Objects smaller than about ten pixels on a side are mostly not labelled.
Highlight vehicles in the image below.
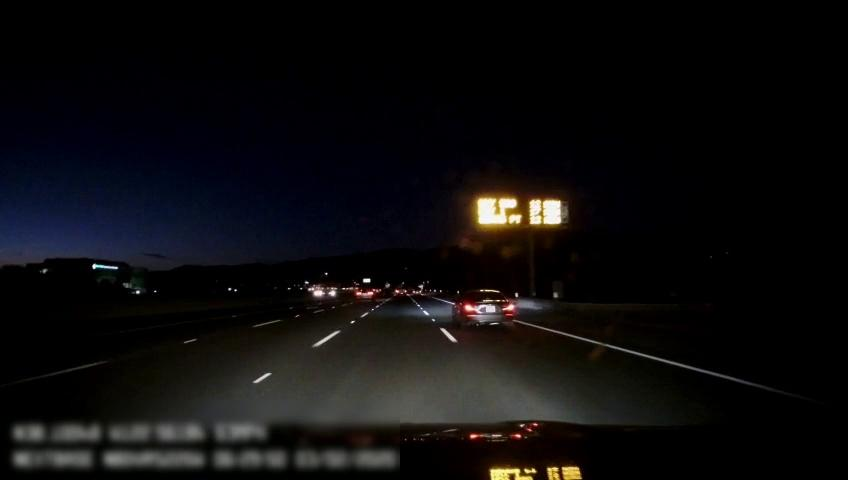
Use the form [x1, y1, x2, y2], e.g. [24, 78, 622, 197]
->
[352, 284, 381, 306]
[451, 288, 515, 330]
[394, 287, 407, 298]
